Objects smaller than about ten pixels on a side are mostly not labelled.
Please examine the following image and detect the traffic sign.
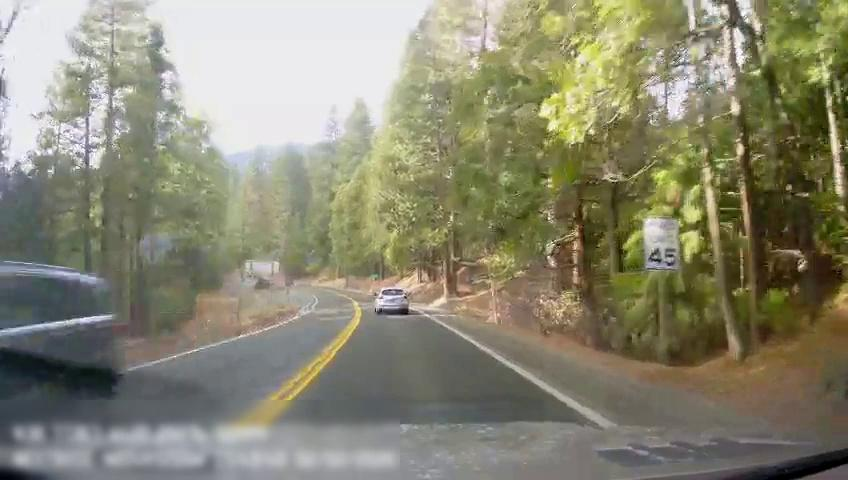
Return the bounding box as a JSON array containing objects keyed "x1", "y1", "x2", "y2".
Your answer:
[{"x1": 643, "y1": 216, "x2": 680, "y2": 270}]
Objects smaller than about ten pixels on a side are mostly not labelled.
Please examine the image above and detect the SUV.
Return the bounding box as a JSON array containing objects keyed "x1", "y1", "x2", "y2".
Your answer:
[{"x1": 0, "y1": 260, "x2": 126, "y2": 447}]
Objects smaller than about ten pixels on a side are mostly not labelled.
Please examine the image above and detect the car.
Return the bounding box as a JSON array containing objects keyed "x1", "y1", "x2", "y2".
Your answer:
[{"x1": 373, "y1": 286, "x2": 409, "y2": 315}]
